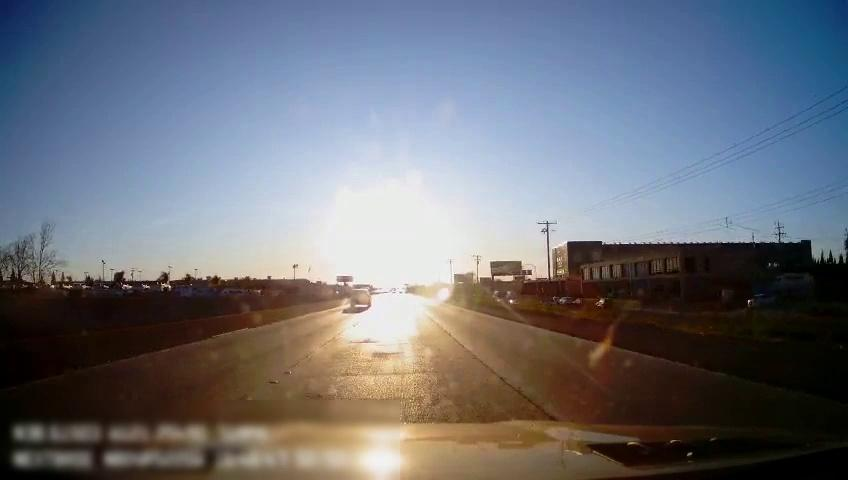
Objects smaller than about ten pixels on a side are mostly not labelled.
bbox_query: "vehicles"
[350,288,372,308]
[572,298,587,307]
[492,291,502,299]
[595,298,613,309]
[505,291,516,300]
[558,297,573,305]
